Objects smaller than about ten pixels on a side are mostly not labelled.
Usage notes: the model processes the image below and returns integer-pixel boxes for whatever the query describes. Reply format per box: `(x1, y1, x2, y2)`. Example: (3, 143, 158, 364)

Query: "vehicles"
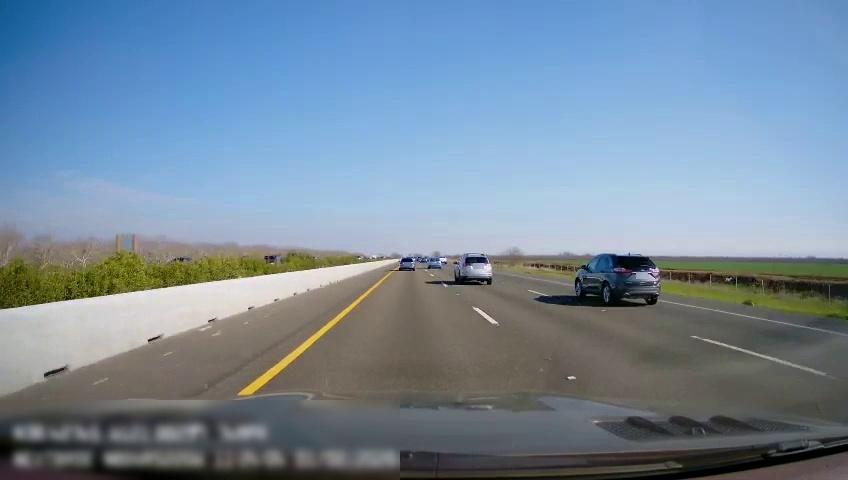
(263, 255, 282, 264)
(169, 256, 192, 263)
(573, 252, 660, 306)
(453, 252, 493, 285)
(398, 257, 416, 271)
(427, 256, 442, 269)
